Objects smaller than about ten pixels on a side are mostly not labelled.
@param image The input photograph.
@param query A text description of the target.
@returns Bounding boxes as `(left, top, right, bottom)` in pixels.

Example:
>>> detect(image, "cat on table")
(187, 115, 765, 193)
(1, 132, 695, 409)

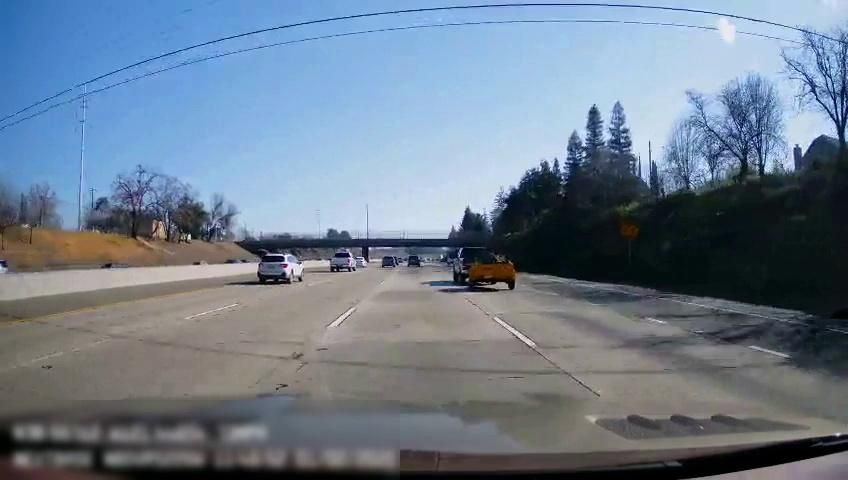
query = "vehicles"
(0, 260, 10, 274)
(407, 256, 422, 267)
(256, 254, 306, 286)
(357, 256, 369, 268)
(381, 255, 397, 268)
(452, 245, 489, 284)
(329, 251, 358, 272)
(466, 258, 515, 291)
